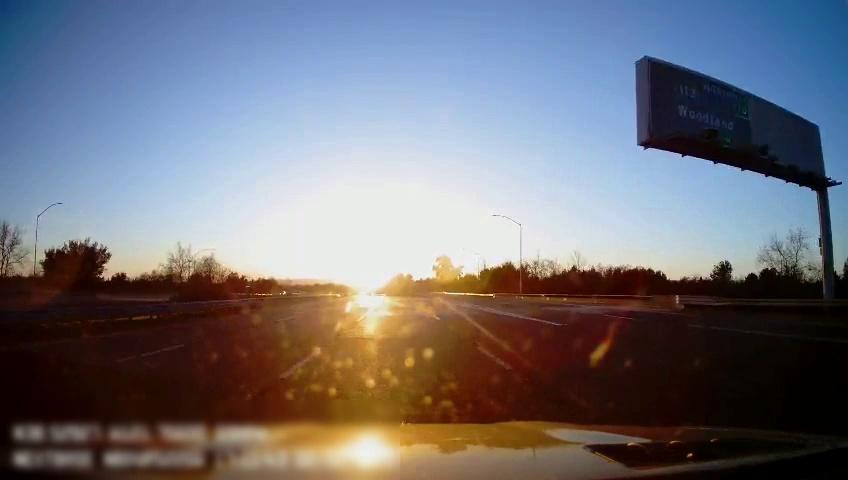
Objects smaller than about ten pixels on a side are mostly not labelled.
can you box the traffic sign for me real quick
[650,59,754,152]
